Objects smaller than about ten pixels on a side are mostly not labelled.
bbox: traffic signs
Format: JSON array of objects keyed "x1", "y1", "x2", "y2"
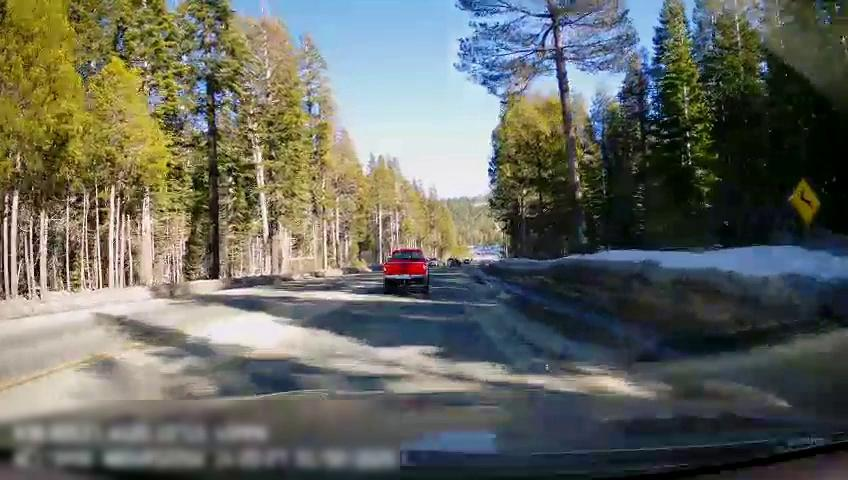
[{"x1": 787, "y1": 178, "x2": 824, "y2": 227}]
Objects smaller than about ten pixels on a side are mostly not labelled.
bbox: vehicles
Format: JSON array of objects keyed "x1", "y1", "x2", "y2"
[
  {"x1": 382, "y1": 246, "x2": 431, "y2": 295},
  {"x1": 429, "y1": 257, "x2": 441, "y2": 268}
]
